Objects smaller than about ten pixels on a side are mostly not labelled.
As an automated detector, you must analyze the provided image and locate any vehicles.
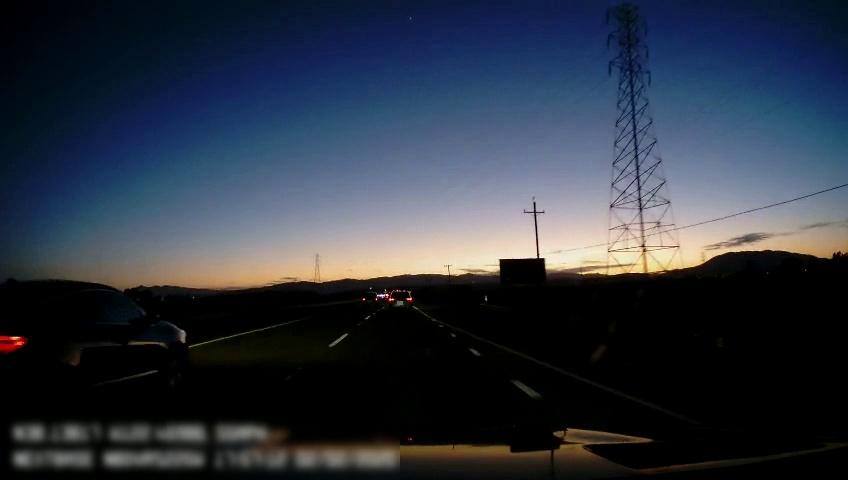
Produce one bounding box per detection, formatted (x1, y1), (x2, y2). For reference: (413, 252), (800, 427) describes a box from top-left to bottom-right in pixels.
(0, 278), (192, 412)
(388, 290), (414, 312)
(361, 291), (379, 307)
